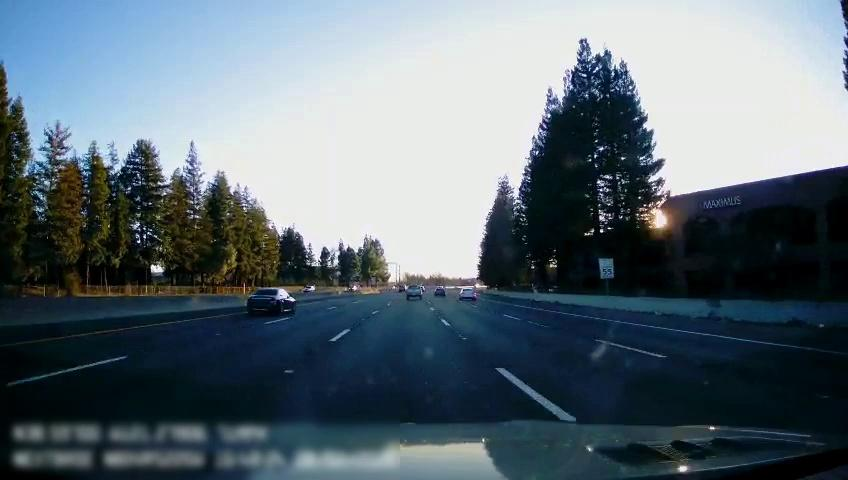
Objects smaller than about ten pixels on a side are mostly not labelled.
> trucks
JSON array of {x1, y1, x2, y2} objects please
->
[{"x1": 406, "y1": 286, "x2": 422, "y2": 299}]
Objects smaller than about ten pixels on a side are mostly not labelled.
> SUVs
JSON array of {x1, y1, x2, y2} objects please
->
[{"x1": 303, "y1": 286, "x2": 316, "y2": 293}]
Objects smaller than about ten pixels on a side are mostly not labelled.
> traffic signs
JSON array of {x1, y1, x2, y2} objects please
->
[{"x1": 598, "y1": 257, "x2": 616, "y2": 279}]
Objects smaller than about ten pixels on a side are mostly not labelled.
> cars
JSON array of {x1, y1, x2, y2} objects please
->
[
  {"x1": 246, "y1": 287, "x2": 296, "y2": 317},
  {"x1": 459, "y1": 288, "x2": 476, "y2": 301},
  {"x1": 434, "y1": 287, "x2": 446, "y2": 297}
]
